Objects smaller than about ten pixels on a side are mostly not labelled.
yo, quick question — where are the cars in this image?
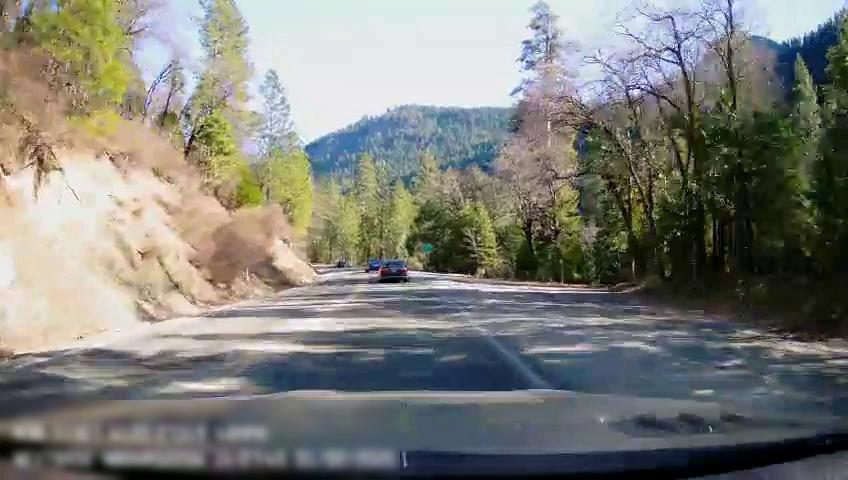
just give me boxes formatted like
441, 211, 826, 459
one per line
380, 261, 409, 283
364, 259, 383, 274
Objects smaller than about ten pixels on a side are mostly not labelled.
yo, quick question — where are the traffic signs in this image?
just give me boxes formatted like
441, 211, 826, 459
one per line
420, 243, 433, 254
